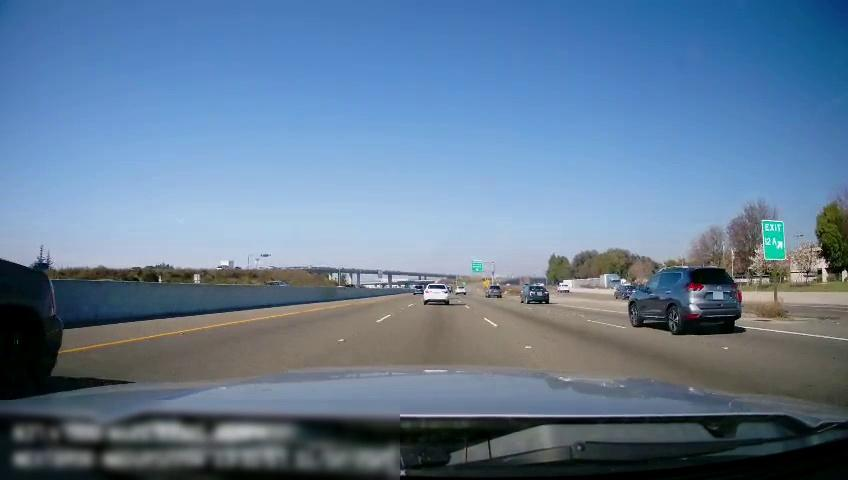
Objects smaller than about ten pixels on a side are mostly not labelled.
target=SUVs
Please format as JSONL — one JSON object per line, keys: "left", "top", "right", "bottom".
{"left": 454, "top": 286, "right": 467, "bottom": 296}
{"left": 0, "top": 256, "right": 65, "bottom": 403}
{"left": 626, "top": 267, "right": 743, "bottom": 336}
{"left": 485, "top": 285, "right": 503, "bottom": 299}
{"left": 413, "top": 284, "right": 426, "bottom": 295}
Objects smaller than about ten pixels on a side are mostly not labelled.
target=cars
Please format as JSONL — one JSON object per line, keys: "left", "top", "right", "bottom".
{"left": 557, "top": 284, "right": 570, "bottom": 293}
{"left": 263, "top": 280, "right": 289, "bottom": 289}
{"left": 422, "top": 282, "right": 450, "bottom": 306}
{"left": 613, "top": 284, "right": 640, "bottom": 301}
{"left": 520, "top": 284, "right": 550, "bottom": 305}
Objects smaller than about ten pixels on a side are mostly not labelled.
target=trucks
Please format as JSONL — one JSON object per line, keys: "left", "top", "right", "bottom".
{"left": 562, "top": 279, "right": 576, "bottom": 289}
{"left": 599, "top": 273, "right": 621, "bottom": 290}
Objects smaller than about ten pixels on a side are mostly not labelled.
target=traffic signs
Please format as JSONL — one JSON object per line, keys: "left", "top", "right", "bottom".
{"left": 761, "top": 218, "right": 787, "bottom": 262}
{"left": 471, "top": 259, "right": 484, "bottom": 273}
